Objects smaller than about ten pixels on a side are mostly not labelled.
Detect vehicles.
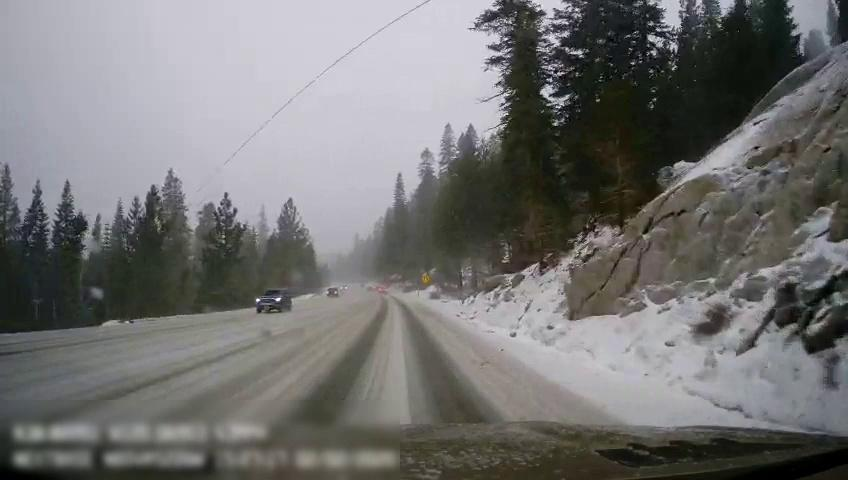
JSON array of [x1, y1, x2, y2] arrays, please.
[[326, 287, 339, 297], [255, 288, 292, 314]]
